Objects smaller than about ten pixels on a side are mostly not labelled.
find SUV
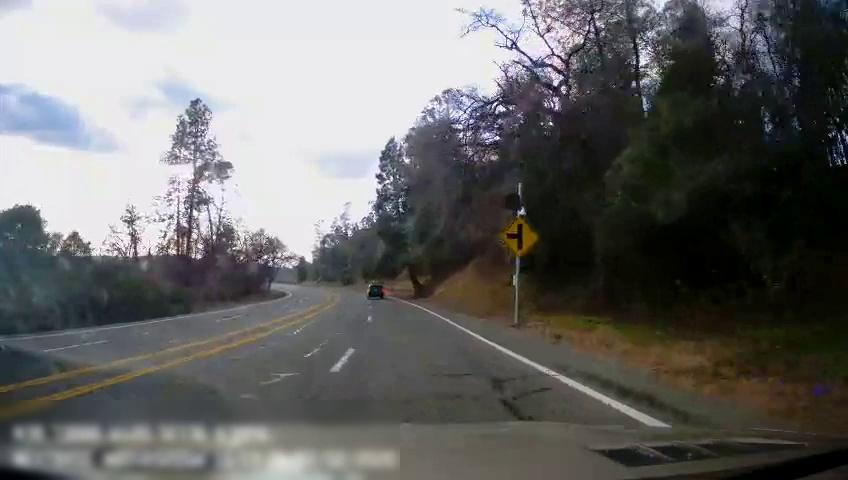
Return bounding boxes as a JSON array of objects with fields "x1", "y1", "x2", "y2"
[{"x1": 366, "y1": 284, "x2": 384, "y2": 300}]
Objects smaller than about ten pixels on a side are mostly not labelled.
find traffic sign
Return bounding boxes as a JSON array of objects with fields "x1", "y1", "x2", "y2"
[{"x1": 500, "y1": 214, "x2": 539, "y2": 258}]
